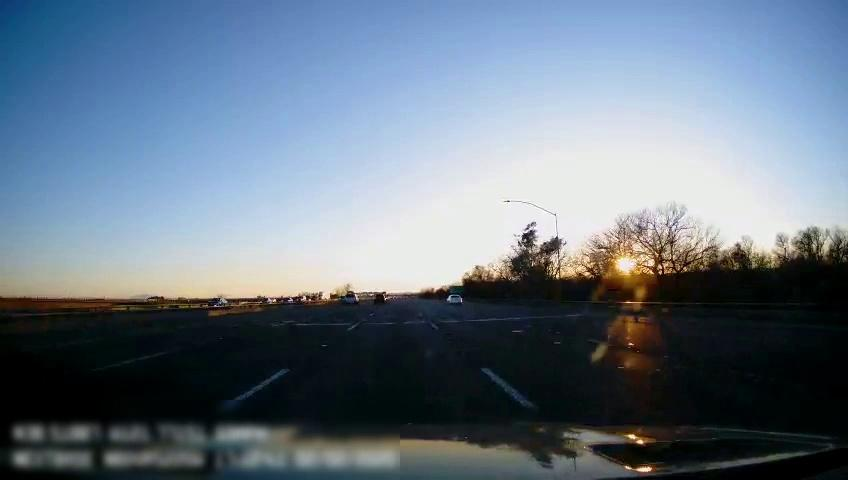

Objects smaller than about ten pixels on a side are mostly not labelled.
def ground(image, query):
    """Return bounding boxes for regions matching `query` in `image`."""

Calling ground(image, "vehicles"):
[316,291,331,301]
[374,293,387,304]
[343,290,359,305]
[260,297,272,304]
[446,294,463,305]
[206,297,228,307]
[280,297,294,304]
[296,295,307,302]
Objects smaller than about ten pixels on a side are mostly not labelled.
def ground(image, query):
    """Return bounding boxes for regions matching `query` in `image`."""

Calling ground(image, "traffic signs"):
[449,285,464,294]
